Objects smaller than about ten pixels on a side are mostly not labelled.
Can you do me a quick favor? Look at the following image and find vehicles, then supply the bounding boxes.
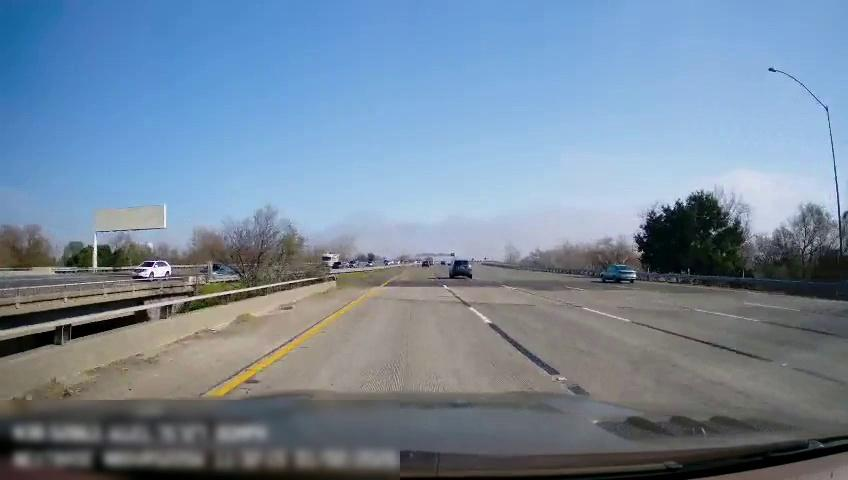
[447,259,472,279]
[199,262,237,275]
[331,261,345,269]
[600,264,637,284]
[131,260,173,283]
[320,253,341,268]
